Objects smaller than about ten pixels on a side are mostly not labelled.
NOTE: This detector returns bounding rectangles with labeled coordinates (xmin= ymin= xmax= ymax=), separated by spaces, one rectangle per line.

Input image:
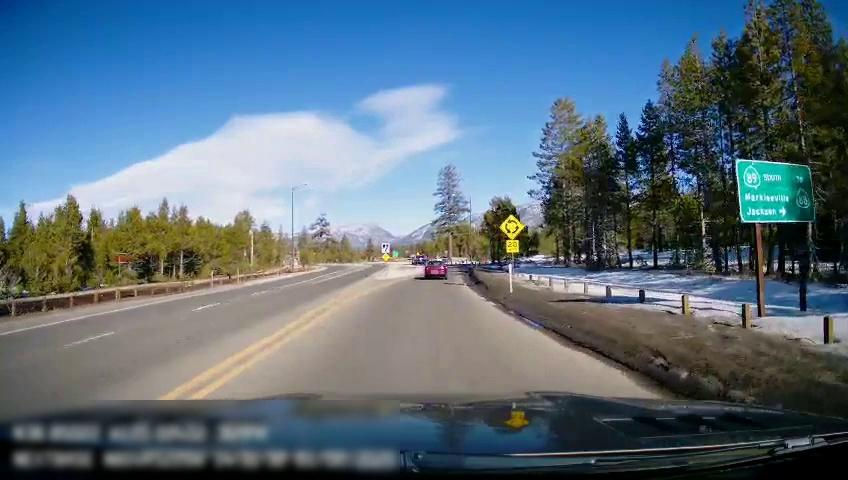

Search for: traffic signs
xmin=735 ymin=159 xmax=817 ymax=223
xmin=505 ymin=240 xmax=519 ymax=253
xmin=499 ymin=214 xmax=525 ymax=239
xmin=381 ymin=243 xmax=391 ymax=254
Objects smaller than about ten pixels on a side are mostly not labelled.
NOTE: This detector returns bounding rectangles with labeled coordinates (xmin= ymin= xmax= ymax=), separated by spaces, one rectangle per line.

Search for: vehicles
xmin=423 ymin=258 xmax=449 ymax=280
xmin=412 ymin=255 xmax=424 ymax=265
